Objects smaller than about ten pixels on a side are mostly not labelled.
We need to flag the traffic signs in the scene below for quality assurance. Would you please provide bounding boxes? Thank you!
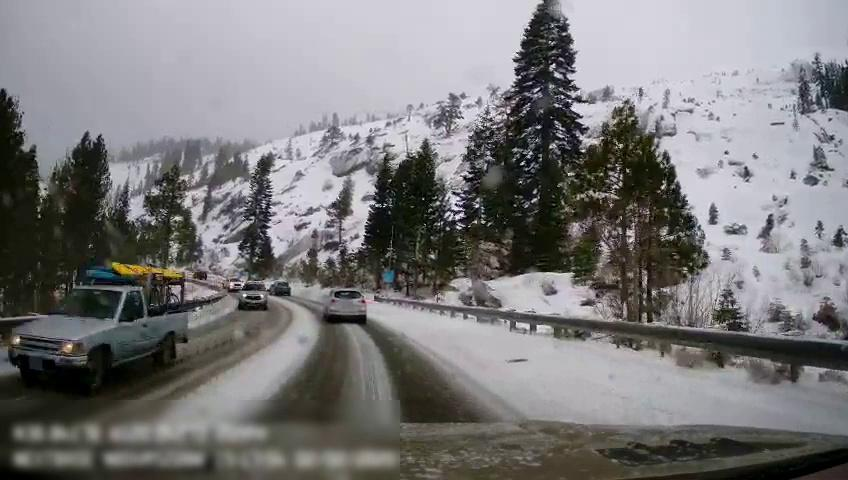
[382,269,394,283]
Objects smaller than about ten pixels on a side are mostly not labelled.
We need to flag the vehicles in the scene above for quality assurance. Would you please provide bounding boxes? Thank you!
[269,281,291,297]
[320,287,367,324]
[238,281,270,310]
[7,285,189,396]
[193,269,208,280]
[221,273,242,293]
